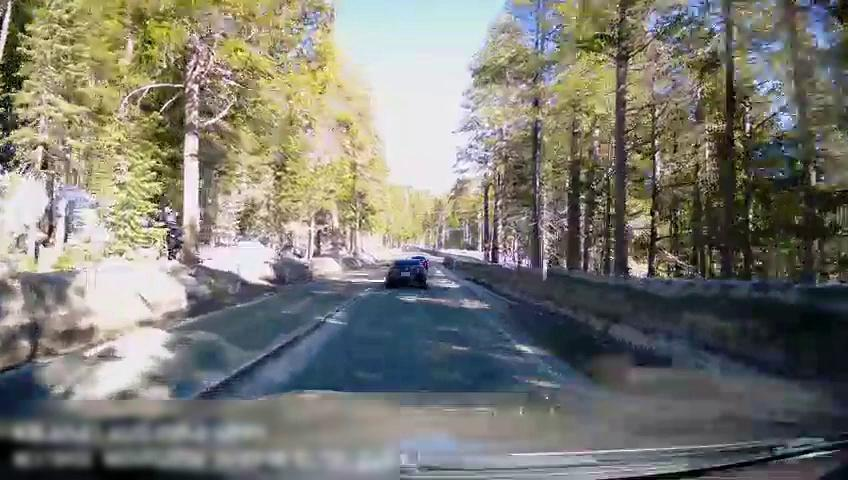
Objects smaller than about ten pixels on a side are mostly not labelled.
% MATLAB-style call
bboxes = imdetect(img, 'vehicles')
[385,258,427,290]
[410,255,429,271]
